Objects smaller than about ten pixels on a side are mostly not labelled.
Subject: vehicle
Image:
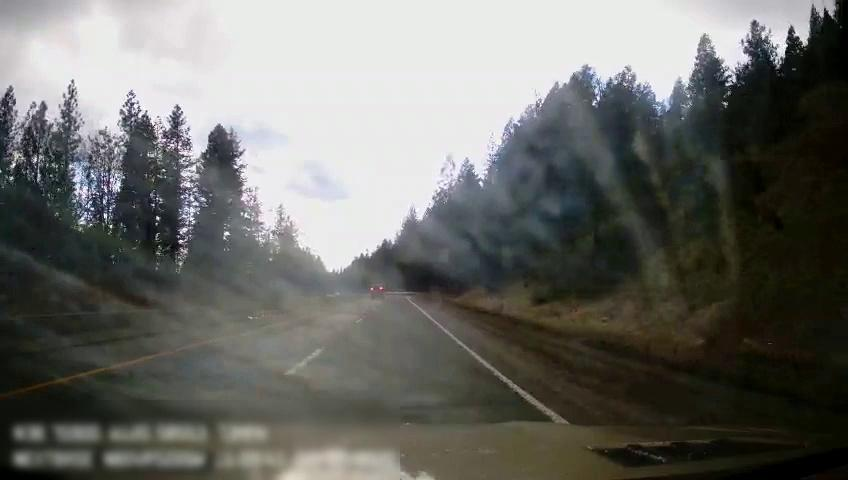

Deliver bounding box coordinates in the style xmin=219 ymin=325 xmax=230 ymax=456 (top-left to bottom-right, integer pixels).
xmin=369 ymin=283 xmax=384 ymax=298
